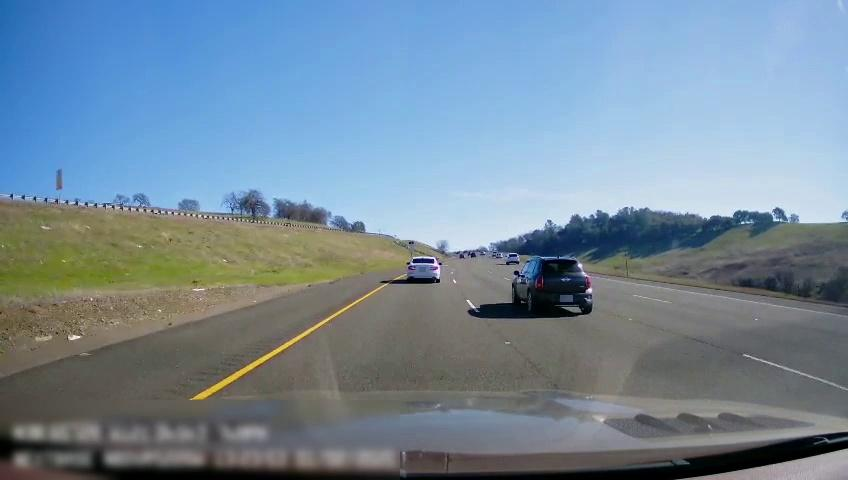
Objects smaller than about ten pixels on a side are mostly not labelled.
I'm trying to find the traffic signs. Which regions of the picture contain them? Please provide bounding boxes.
[407,240,415,253]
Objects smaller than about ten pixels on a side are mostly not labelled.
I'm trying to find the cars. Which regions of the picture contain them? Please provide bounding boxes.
[406,256,442,284]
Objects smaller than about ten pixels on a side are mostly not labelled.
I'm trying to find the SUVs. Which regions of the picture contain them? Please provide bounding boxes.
[512,257,593,316]
[506,253,521,266]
